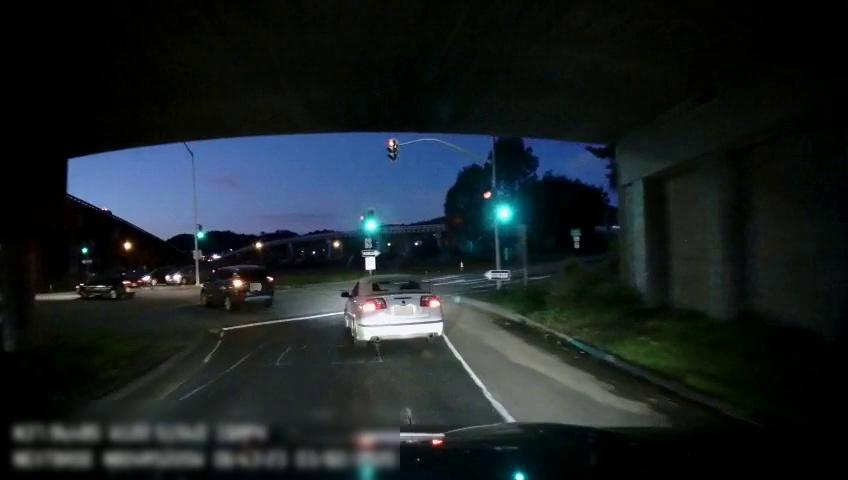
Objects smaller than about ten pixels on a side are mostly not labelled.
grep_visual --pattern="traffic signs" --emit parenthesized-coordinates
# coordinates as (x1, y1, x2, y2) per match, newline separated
(365, 256, 377, 270)
(362, 247, 381, 256)
(485, 268, 510, 281)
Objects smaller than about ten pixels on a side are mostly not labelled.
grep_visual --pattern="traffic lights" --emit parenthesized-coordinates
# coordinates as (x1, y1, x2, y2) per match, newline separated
(386, 137, 398, 160)
(196, 224, 203, 242)
(81, 245, 90, 258)
(484, 188, 496, 219)
(499, 196, 511, 222)
(365, 207, 375, 232)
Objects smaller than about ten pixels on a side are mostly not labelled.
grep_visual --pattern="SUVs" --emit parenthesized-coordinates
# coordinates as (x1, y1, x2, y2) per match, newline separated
(200, 265, 276, 313)
(76, 268, 141, 300)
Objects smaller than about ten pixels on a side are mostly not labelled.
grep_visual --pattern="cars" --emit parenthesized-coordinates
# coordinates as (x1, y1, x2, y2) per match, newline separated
(165, 264, 210, 286)
(142, 264, 180, 286)
(341, 274, 445, 351)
